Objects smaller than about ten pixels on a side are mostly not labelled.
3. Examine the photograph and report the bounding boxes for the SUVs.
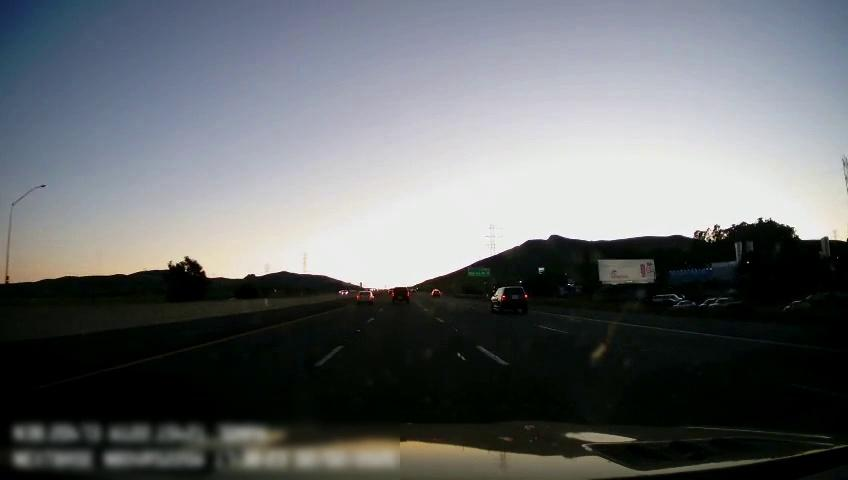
[391,287,410,304]
[490,286,528,313]
[697,299,719,310]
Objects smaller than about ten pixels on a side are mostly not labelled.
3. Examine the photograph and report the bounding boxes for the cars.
[783,301,811,311]
[672,301,696,308]
[356,291,375,305]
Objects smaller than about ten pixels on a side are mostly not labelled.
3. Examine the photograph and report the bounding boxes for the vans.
[652,294,683,304]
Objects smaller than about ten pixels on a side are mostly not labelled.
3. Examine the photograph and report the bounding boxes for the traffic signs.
[468,267,491,278]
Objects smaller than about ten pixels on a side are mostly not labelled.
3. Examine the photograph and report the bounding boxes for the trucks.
[708,298,744,310]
